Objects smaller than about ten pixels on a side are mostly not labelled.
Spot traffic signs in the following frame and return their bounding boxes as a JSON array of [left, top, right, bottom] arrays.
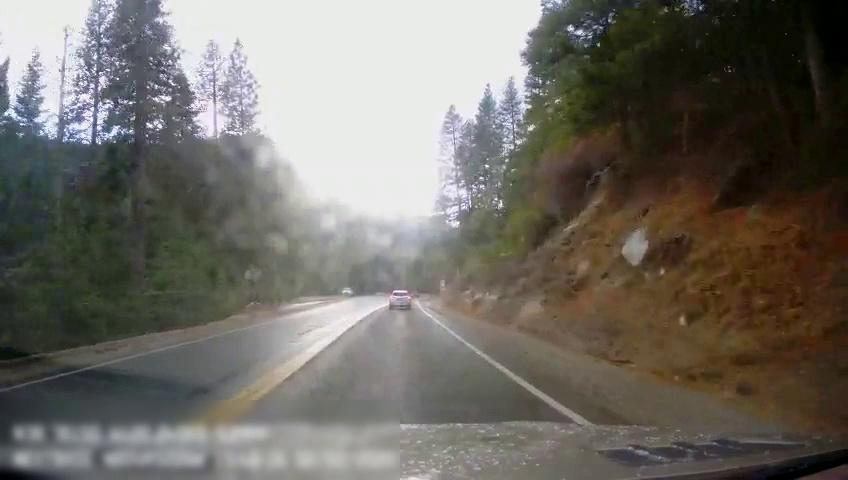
[[438, 280, 446, 292]]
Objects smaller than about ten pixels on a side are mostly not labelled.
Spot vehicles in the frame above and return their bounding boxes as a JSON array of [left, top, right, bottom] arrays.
[[341, 286, 354, 297], [388, 289, 412, 311]]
